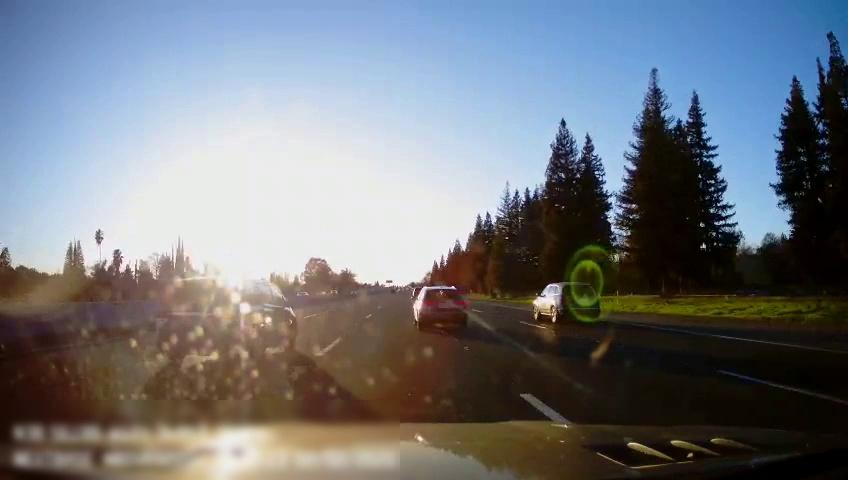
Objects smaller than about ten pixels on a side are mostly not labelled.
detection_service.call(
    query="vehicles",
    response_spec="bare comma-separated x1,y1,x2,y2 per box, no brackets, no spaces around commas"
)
530,281,600,325
159,275,299,368
296,291,310,297
413,285,470,331
412,287,424,297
